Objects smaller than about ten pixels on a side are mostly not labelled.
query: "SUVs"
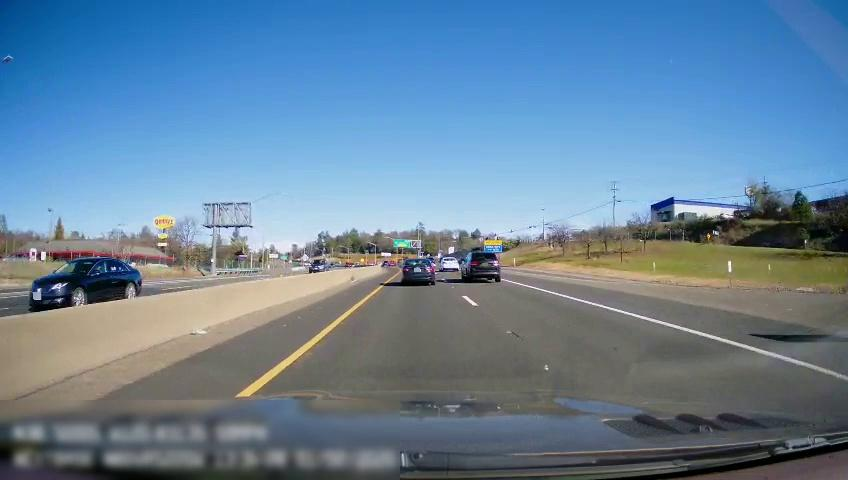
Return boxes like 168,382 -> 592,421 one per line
308,258 -> 329,274
459,251 -> 501,284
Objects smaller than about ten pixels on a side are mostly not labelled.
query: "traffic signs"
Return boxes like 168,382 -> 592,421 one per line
485,241 -> 502,245
393,239 -> 410,250
484,245 -> 503,255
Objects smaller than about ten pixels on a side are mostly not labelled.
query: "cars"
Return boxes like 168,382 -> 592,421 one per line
400,256 -> 438,286
438,256 -> 460,271
28,257 -> 143,313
